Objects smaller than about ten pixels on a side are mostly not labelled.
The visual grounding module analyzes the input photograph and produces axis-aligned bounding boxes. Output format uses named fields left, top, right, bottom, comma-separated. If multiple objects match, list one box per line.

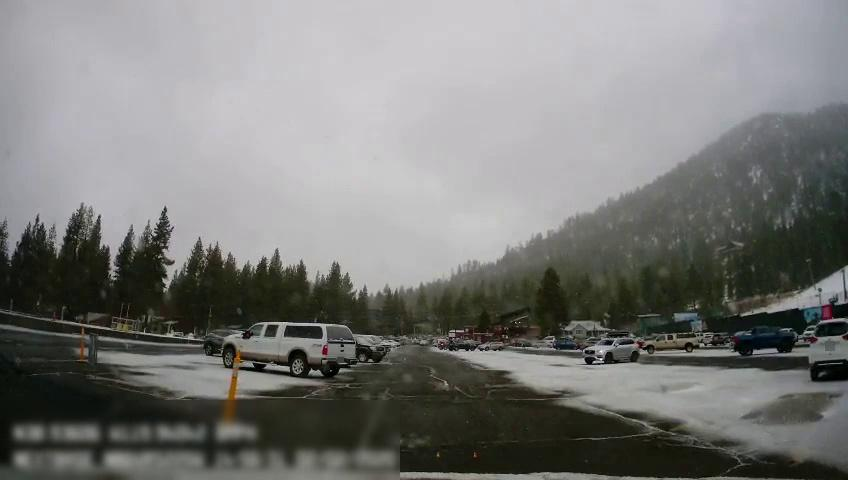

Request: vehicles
left=807, top=317, right=848, bottom=382
left=553, top=339, right=579, bottom=350
left=222, top=322, right=358, bottom=379
left=203, top=328, right=240, bottom=357
left=477, top=342, right=504, bottom=352
left=803, top=325, right=816, bottom=342
left=352, top=334, right=383, bottom=364
left=643, top=333, right=697, bottom=354
left=448, top=339, right=475, bottom=352
left=583, top=338, right=641, bottom=366
left=731, top=324, right=799, bottom=357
